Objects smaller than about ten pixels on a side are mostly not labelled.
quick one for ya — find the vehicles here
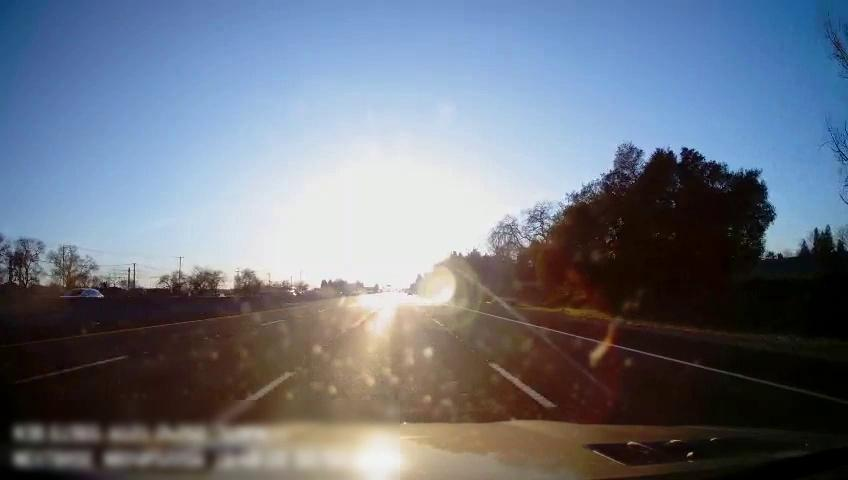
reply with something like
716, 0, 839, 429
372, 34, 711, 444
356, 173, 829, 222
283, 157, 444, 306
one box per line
210, 293, 226, 299
58, 288, 105, 301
